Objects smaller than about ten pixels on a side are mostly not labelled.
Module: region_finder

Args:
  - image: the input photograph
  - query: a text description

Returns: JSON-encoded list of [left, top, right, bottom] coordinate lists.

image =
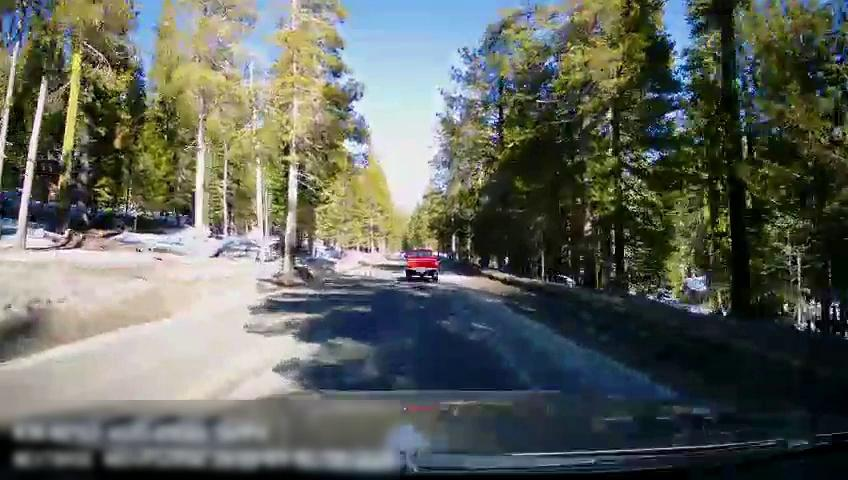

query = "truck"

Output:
[[404, 250, 440, 282]]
